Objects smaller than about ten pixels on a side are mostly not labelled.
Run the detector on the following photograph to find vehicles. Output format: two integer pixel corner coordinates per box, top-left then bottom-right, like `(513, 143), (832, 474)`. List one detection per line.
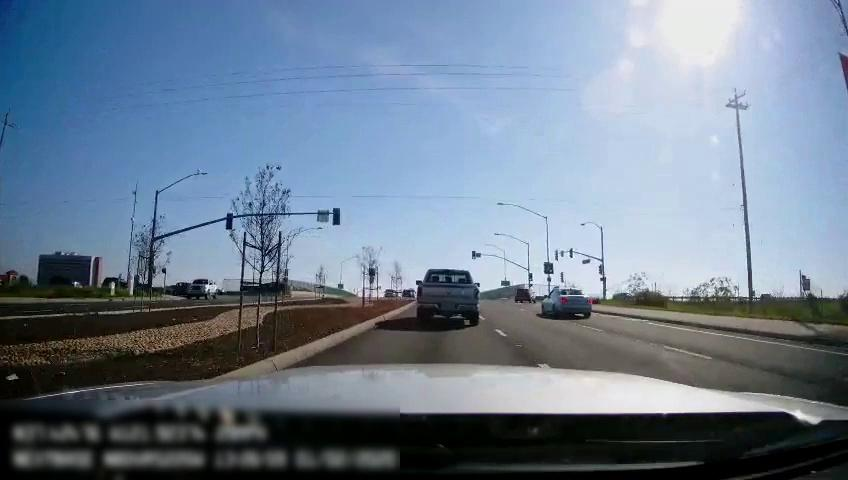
(514, 287), (536, 304)
(383, 289), (396, 298)
(47, 276), (80, 288)
(172, 282), (192, 297)
(415, 268), (481, 327)
(183, 278), (217, 300)
(215, 288), (224, 296)
(101, 276), (133, 290)
(540, 287), (593, 321)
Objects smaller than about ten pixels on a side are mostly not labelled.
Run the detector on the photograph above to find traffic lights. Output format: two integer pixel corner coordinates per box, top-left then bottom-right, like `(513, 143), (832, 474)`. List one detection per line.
(559, 271), (564, 284)
(554, 248), (559, 262)
(332, 207), (341, 226)
(598, 263), (603, 275)
(543, 261), (549, 275)
(226, 212), (233, 230)
(548, 262), (554, 275)
(569, 247), (574, 259)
